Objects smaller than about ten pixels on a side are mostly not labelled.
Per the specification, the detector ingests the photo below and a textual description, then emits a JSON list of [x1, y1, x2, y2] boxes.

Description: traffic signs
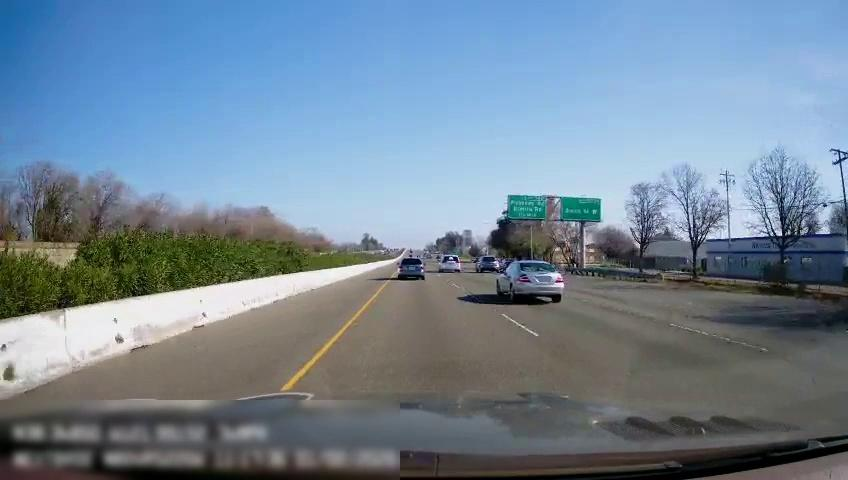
[[559, 197, 602, 222], [507, 194, 547, 220]]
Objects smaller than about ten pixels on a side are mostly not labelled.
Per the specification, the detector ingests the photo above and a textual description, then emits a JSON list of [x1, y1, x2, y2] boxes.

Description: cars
[[439, 255, 461, 273], [495, 260, 564, 304], [396, 258, 427, 281]]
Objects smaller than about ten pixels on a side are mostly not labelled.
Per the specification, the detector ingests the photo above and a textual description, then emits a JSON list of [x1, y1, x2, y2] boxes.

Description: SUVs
[[475, 256, 499, 273]]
